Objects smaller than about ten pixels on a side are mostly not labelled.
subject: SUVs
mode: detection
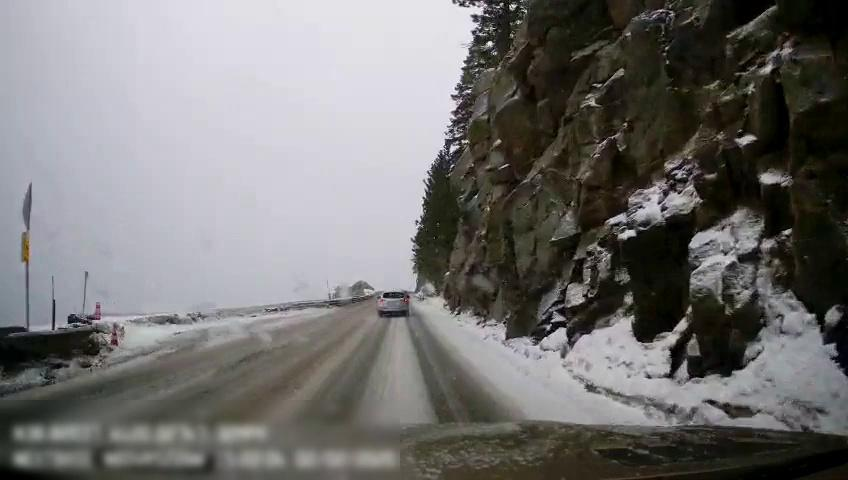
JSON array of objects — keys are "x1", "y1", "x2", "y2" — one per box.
[{"x1": 376, "y1": 289, "x2": 412, "y2": 317}]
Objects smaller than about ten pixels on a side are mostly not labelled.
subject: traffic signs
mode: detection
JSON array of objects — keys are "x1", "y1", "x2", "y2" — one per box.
[
  {"x1": 21, "y1": 232, "x2": 30, "y2": 263},
  {"x1": 20, "y1": 183, "x2": 35, "y2": 230}
]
